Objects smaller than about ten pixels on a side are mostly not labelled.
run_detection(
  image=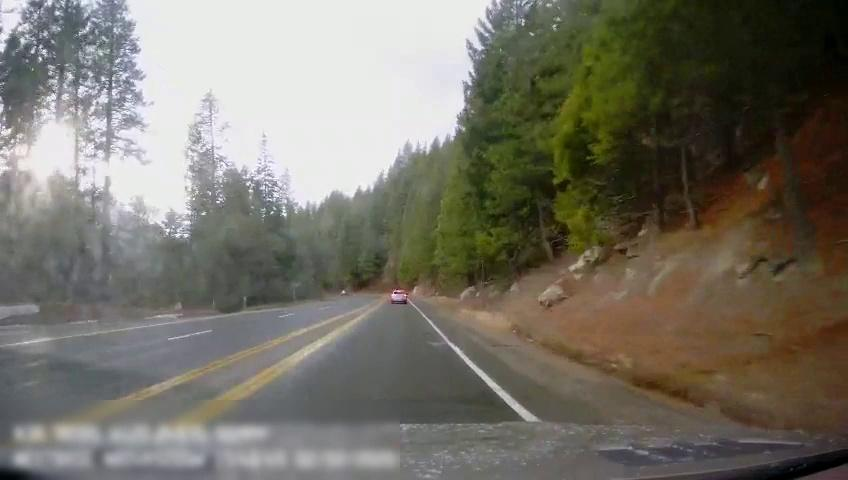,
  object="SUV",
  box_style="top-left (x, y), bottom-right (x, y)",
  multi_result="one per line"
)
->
top-left (389, 289), bottom-right (407, 304)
